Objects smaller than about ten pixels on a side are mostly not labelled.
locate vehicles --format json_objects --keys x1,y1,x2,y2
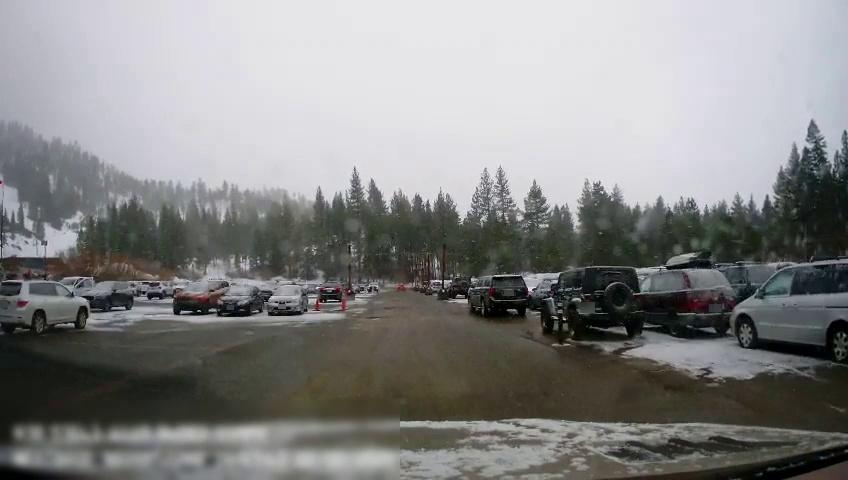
[
  {"x1": 217, "y1": 284, "x2": 265, "y2": 318},
  {"x1": 74, "y1": 281, "x2": 133, "y2": 313},
  {"x1": 729, "y1": 257, "x2": 848, "y2": 365},
  {"x1": 528, "y1": 277, "x2": 558, "y2": 311},
  {"x1": 147, "y1": 281, "x2": 172, "y2": 300},
  {"x1": 468, "y1": 274, "x2": 530, "y2": 318},
  {"x1": 319, "y1": 284, "x2": 342, "y2": 303},
  {"x1": 639, "y1": 268, "x2": 736, "y2": 338},
  {"x1": 59, "y1": 276, "x2": 98, "y2": 294},
  {"x1": 718, "y1": 261, "x2": 789, "y2": 301},
  {"x1": 266, "y1": 285, "x2": 310, "y2": 317},
  {"x1": 539, "y1": 265, "x2": 647, "y2": 340},
  {"x1": 0, "y1": 279, "x2": 89, "y2": 335},
  {"x1": 173, "y1": 279, "x2": 230, "y2": 317},
  {"x1": 447, "y1": 275, "x2": 473, "y2": 300}
]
